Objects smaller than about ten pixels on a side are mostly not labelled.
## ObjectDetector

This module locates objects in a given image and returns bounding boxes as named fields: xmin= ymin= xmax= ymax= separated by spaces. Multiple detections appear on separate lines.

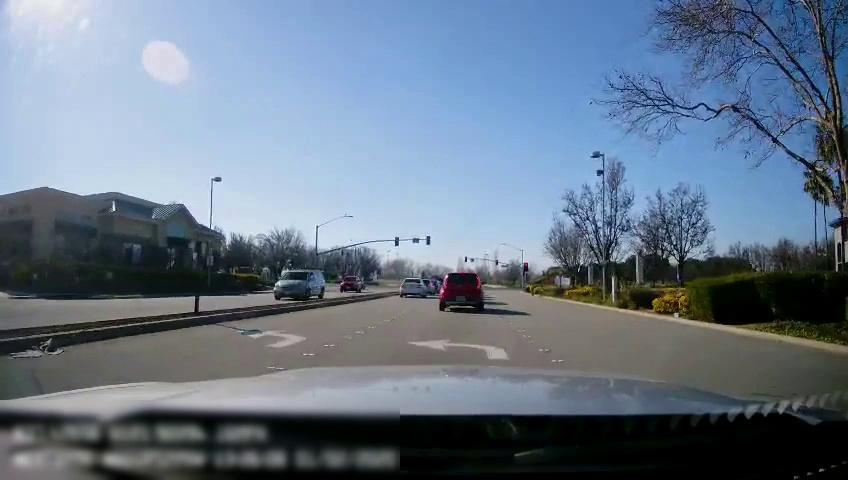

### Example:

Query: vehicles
xmin=340 ymin=276 xmax=362 ymax=293
xmin=439 ymin=272 xmax=484 ymax=313
xmin=431 ymin=279 xmax=442 ymax=294
xmin=273 ymin=270 xmax=326 ymax=302
xmin=360 ymin=278 xmax=366 ymax=290
xmin=399 ymin=277 xmax=427 ymax=298
xmin=421 ymin=279 xmax=436 ymax=296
